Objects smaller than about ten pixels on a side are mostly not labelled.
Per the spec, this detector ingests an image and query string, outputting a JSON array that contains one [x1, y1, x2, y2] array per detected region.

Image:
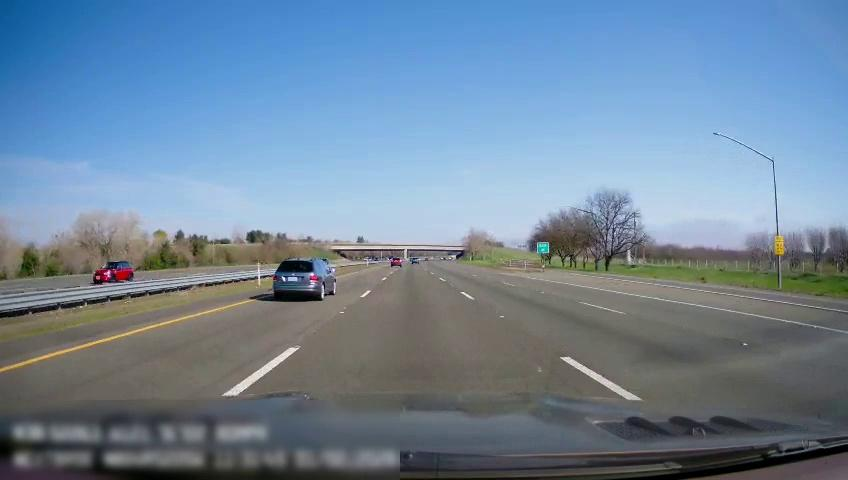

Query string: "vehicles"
[[272, 257, 337, 301], [92, 260, 135, 285], [389, 256, 403, 268], [411, 257, 419, 265]]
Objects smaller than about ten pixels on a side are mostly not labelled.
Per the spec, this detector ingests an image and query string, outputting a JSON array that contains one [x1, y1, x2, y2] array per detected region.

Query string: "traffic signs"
[[775, 235, 785, 256], [536, 241, 550, 255]]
